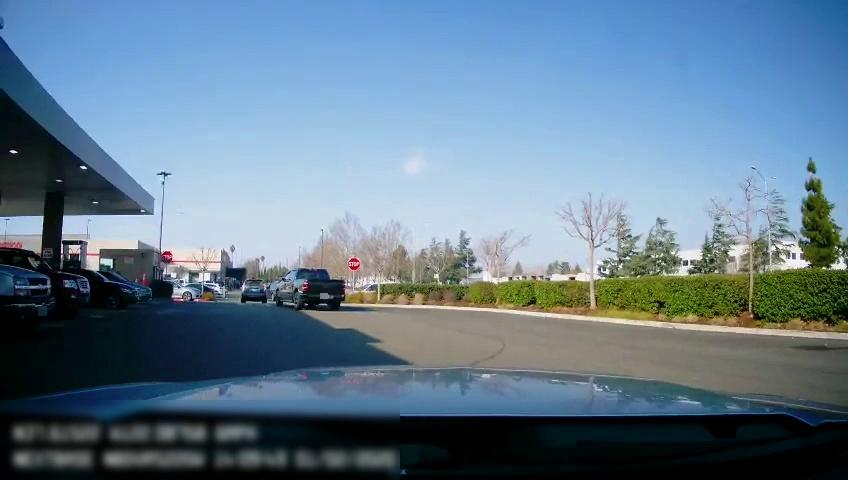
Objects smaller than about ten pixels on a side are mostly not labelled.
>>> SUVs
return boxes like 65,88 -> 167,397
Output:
0,246 -> 91,320
0,262 -> 58,332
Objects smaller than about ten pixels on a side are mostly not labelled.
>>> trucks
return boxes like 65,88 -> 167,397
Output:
271,266 -> 348,312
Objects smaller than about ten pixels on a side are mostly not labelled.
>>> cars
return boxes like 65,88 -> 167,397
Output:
201,282 -> 225,298
179,282 -> 221,300
170,280 -> 196,304
92,269 -> 152,301
57,268 -> 139,312
239,279 -> 267,304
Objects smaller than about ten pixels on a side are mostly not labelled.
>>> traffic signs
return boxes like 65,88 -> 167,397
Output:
161,249 -> 174,265
346,256 -> 362,272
